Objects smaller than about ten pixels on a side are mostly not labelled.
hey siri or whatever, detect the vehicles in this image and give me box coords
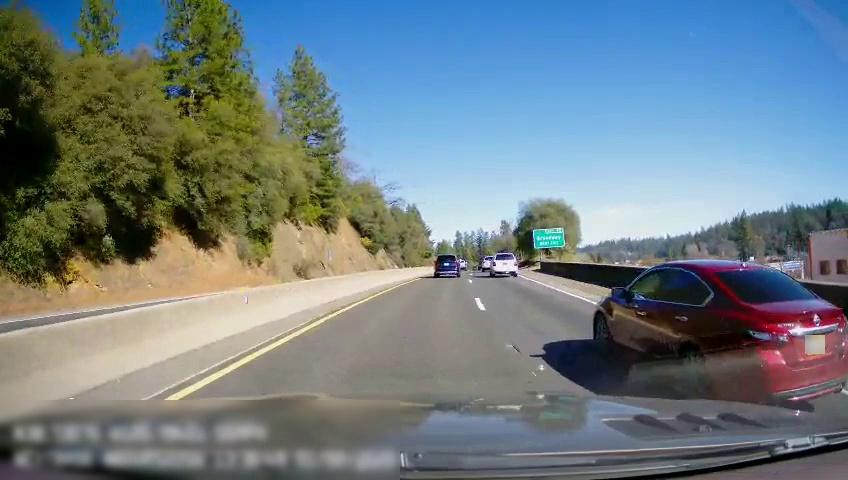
[457,258,466,271]
[481,256,492,272]
[592,258,848,407]
[489,253,518,277]
[432,255,460,277]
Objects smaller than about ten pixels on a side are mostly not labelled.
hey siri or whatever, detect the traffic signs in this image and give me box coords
[532,228,566,248]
